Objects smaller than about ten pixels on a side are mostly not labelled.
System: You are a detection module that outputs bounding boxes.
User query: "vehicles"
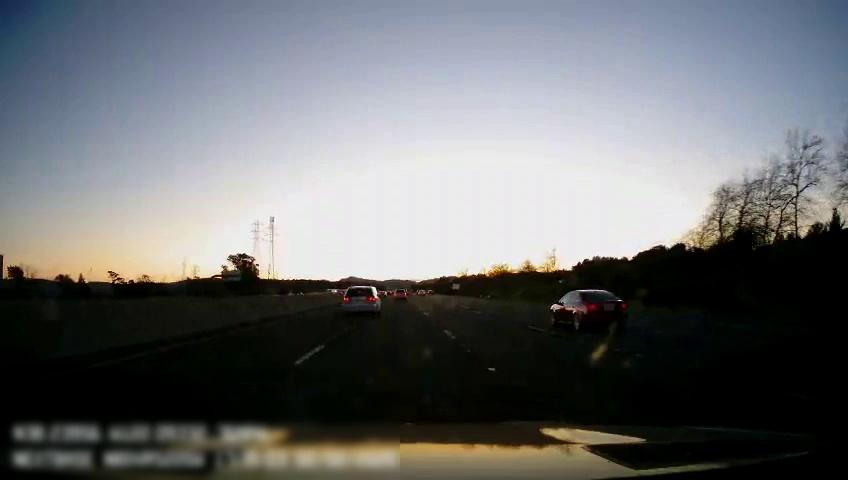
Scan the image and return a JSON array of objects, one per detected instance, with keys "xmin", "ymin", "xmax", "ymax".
[
  {"xmin": 377, "ymin": 290, "xmax": 387, "ymax": 298},
  {"xmin": 342, "ymin": 285, "xmax": 382, "ymax": 316},
  {"xmin": 393, "ymin": 288, "xmax": 408, "ymax": 301},
  {"xmin": 549, "ymin": 289, "xmax": 630, "ymax": 333}
]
